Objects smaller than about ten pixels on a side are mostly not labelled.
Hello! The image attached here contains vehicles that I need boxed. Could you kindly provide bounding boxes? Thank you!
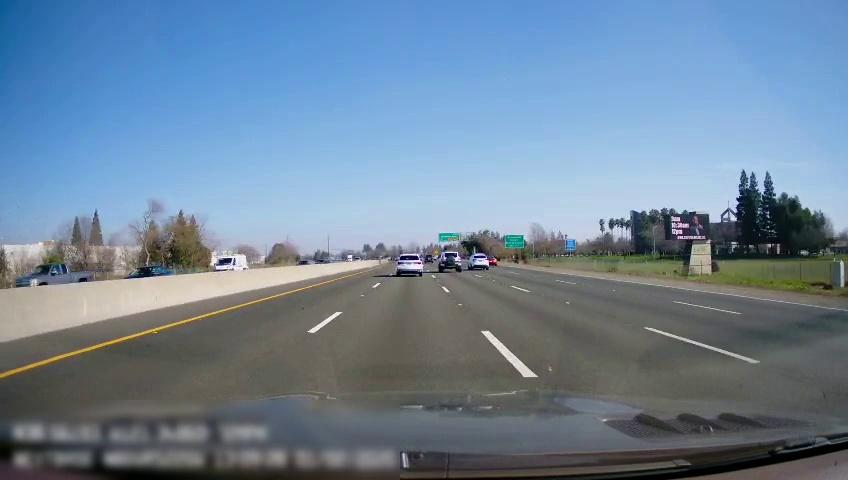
[16,263,97,289]
[127,265,177,279]
[396,253,424,278]
[214,254,248,272]
[468,253,490,270]
[423,254,435,264]
[486,255,498,267]
[436,251,463,273]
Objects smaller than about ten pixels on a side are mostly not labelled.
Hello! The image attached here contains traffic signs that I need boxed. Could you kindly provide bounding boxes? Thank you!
[564,238,577,250]
[503,234,525,251]
[438,232,463,243]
